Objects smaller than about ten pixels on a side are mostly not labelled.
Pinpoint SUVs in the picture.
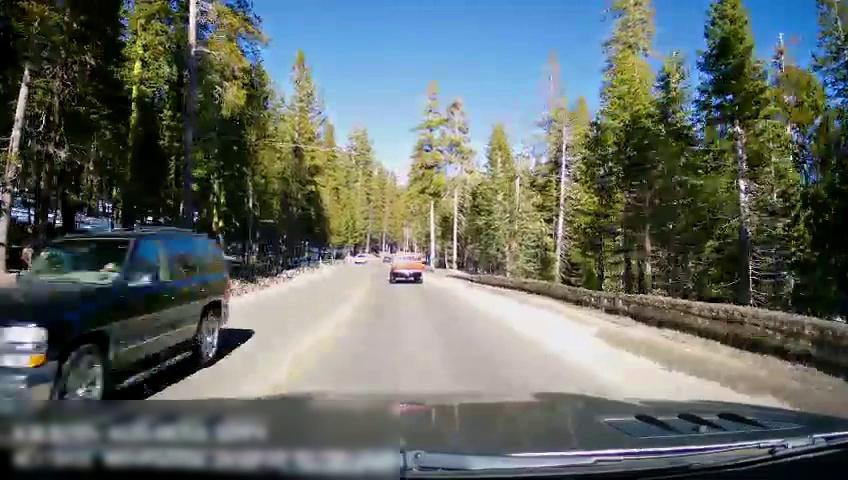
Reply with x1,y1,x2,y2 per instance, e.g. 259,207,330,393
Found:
354,253,368,264
0,227,231,424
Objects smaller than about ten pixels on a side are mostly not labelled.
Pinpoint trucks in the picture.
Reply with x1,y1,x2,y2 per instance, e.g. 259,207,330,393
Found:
388,252,424,284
